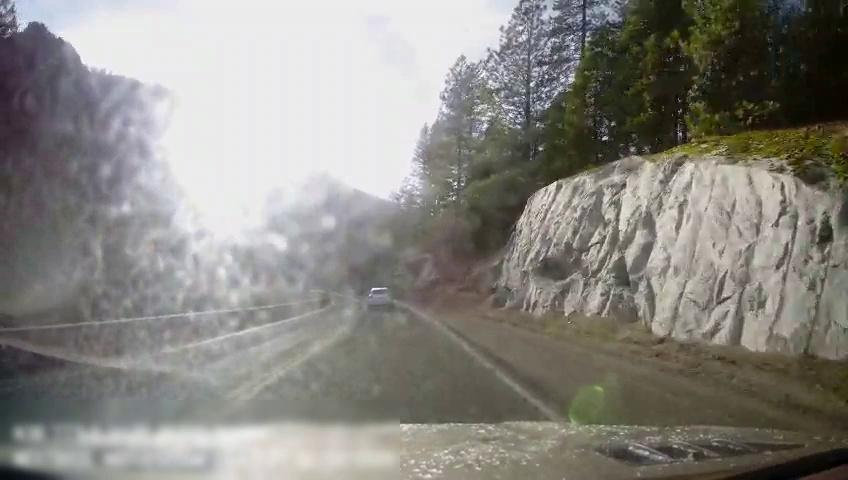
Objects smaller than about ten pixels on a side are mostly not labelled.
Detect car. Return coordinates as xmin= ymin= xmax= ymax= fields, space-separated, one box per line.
xmin=366 ymin=287 xmax=392 ymax=310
